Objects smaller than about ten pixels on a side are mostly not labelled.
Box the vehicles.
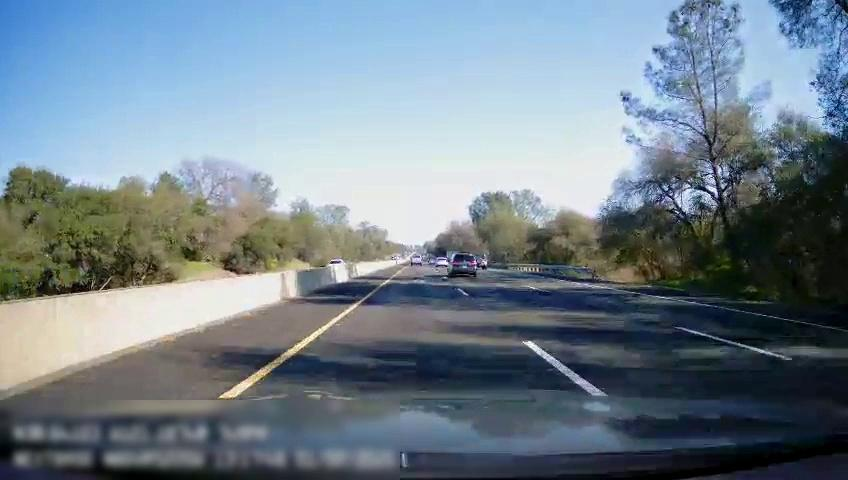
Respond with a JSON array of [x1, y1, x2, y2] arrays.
[[410, 253, 423, 266], [435, 257, 449, 268], [470, 255, 487, 270], [447, 252, 477, 278]]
